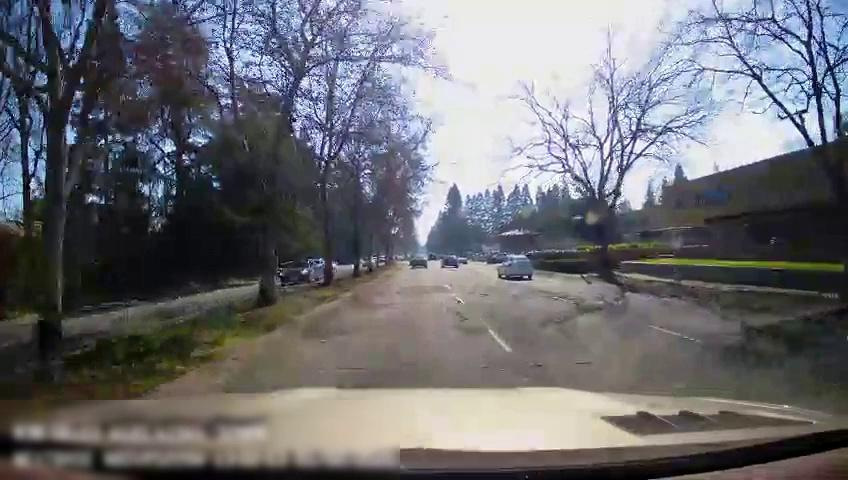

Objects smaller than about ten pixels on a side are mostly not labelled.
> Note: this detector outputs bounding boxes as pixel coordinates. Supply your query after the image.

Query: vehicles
[495,254,536,281]
[361,256,375,268]
[457,254,468,265]
[279,258,325,287]
[440,254,459,269]
[428,252,437,262]
[409,253,428,269]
